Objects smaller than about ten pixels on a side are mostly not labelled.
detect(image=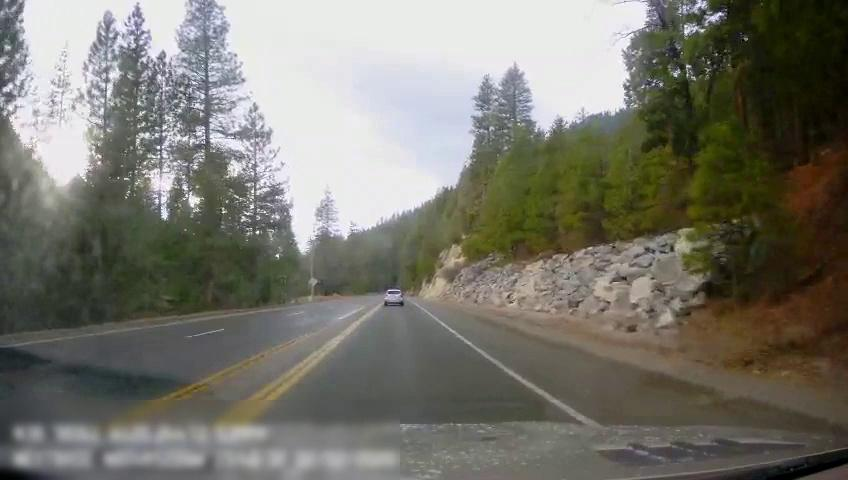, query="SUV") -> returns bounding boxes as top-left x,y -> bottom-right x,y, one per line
384,289 -> 405,307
